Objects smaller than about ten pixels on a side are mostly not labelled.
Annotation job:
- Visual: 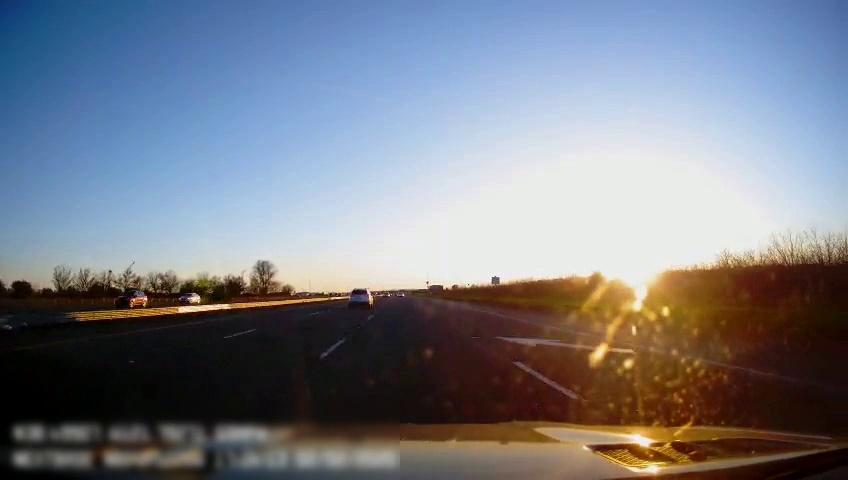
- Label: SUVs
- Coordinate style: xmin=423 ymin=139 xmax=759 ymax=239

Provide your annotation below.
xmin=114 ymin=291 xmax=148 ymax=310
xmin=177 ymin=292 xmax=201 ymax=306
xmin=347 ymin=288 xmax=374 ymax=309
